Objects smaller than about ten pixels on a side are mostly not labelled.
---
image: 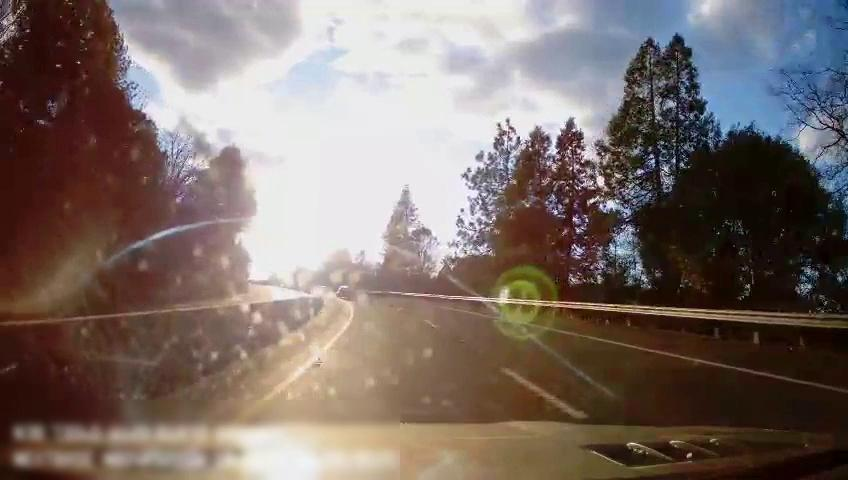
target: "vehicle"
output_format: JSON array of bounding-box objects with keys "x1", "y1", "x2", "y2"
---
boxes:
[{"x1": 336, "y1": 285, "x2": 350, "y2": 298}]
